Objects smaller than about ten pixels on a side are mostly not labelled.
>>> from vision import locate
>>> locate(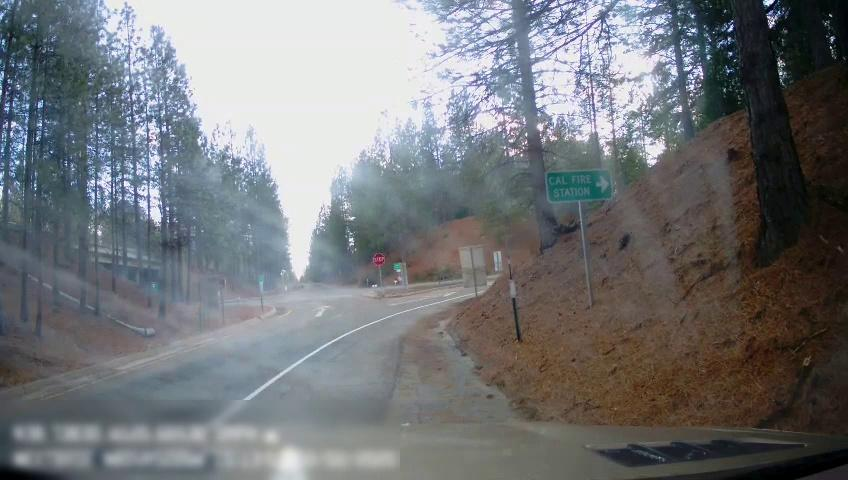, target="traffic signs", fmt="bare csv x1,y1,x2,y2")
543,168,615,203
372,252,386,267
393,262,406,272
